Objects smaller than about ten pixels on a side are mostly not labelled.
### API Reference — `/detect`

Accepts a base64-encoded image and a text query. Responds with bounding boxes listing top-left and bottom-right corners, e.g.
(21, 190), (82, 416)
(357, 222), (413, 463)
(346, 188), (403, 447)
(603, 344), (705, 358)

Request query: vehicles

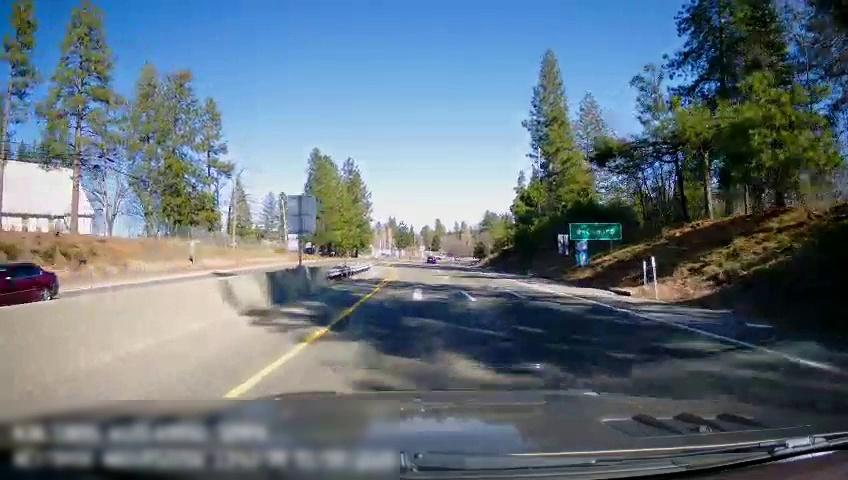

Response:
(0, 262), (60, 307)
(426, 255), (436, 264)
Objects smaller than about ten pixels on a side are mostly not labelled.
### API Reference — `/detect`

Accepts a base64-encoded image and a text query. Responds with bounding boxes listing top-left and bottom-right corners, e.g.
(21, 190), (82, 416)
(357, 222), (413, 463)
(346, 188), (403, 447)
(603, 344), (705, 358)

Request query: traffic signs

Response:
(569, 221), (624, 241)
